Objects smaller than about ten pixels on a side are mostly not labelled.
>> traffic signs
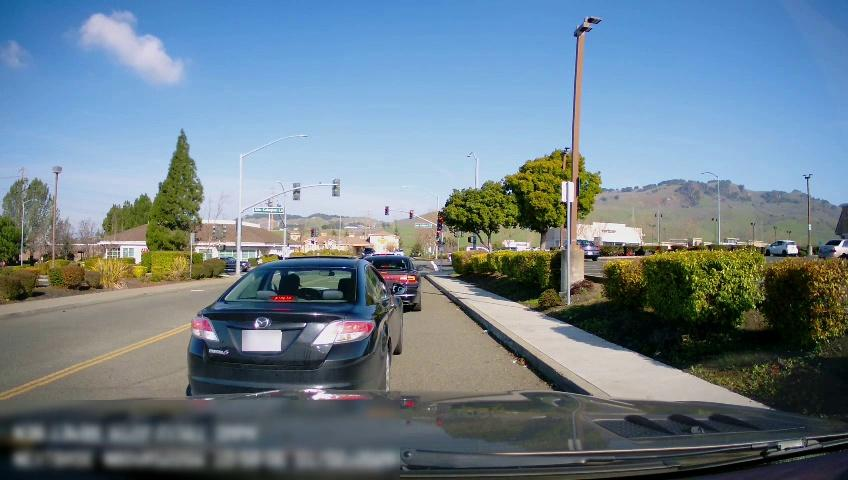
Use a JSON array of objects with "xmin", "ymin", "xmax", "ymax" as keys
[
  {"xmin": 254, "ymin": 205, "xmax": 285, "ymax": 216},
  {"xmin": 417, "ymin": 222, "xmax": 433, "ymax": 229}
]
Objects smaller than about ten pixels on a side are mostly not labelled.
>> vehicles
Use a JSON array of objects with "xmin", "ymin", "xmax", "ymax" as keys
[
  {"xmin": 577, "ymin": 237, "xmax": 602, "ymax": 260},
  {"xmin": 817, "ymin": 237, "xmax": 848, "ymax": 270},
  {"xmin": 367, "ymin": 255, "xmax": 424, "ymax": 311},
  {"xmin": 464, "ymin": 244, "xmax": 490, "ymax": 251},
  {"xmin": 218, "ymin": 255, "xmax": 251, "ymax": 272},
  {"xmin": 361, "ymin": 245, "xmax": 374, "ymax": 255},
  {"xmin": 764, "ymin": 239, "xmax": 799, "ymax": 256},
  {"xmin": 184, "ymin": 255, "xmax": 405, "ymax": 396}
]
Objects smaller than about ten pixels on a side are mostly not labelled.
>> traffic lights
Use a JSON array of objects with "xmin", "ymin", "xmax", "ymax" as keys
[
  {"xmin": 331, "ymin": 179, "xmax": 340, "ymax": 196},
  {"xmin": 291, "ymin": 183, "xmax": 300, "ymax": 201}
]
